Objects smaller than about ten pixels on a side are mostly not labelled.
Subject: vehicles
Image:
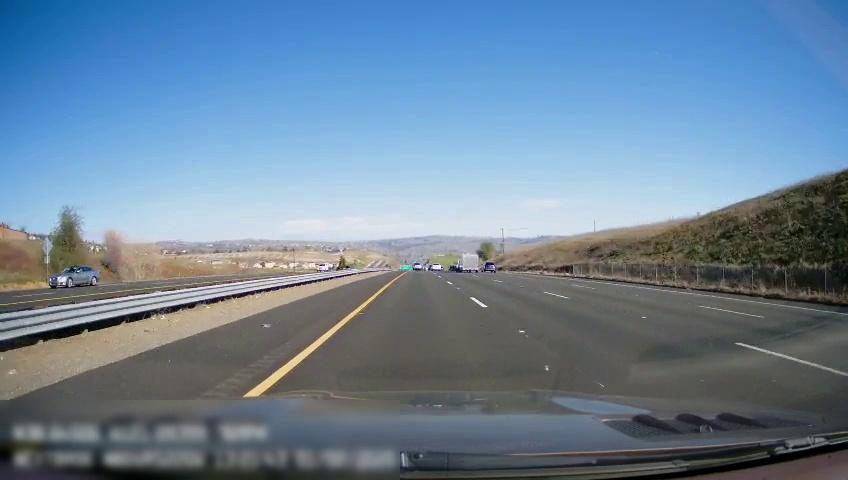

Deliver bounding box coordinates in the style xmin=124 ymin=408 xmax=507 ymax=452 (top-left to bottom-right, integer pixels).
xmin=429 ymin=262 xmax=442 ymax=271
xmin=459 ymin=254 xmax=479 ymax=272
xmin=481 ymin=261 xmax=496 ymax=273
xmin=317 ymin=263 xmax=329 ymax=272
xmin=49 ymin=265 xmax=97 ymax=289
